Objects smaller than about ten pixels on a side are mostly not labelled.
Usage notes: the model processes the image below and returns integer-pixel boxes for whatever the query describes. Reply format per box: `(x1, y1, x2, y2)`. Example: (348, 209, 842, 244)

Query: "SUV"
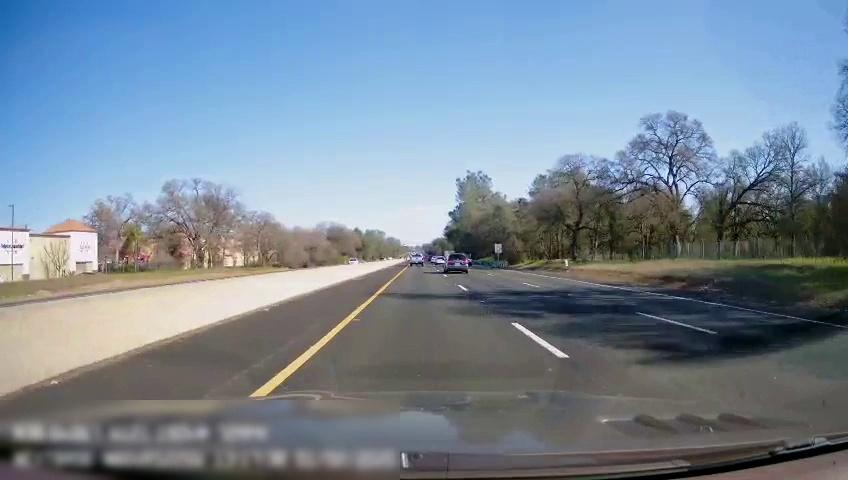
(443, 253, 469, 274)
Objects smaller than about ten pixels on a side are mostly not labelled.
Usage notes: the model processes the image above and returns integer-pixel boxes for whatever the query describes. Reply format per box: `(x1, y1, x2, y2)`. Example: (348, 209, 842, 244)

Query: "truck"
(409, 253, 423, 267)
